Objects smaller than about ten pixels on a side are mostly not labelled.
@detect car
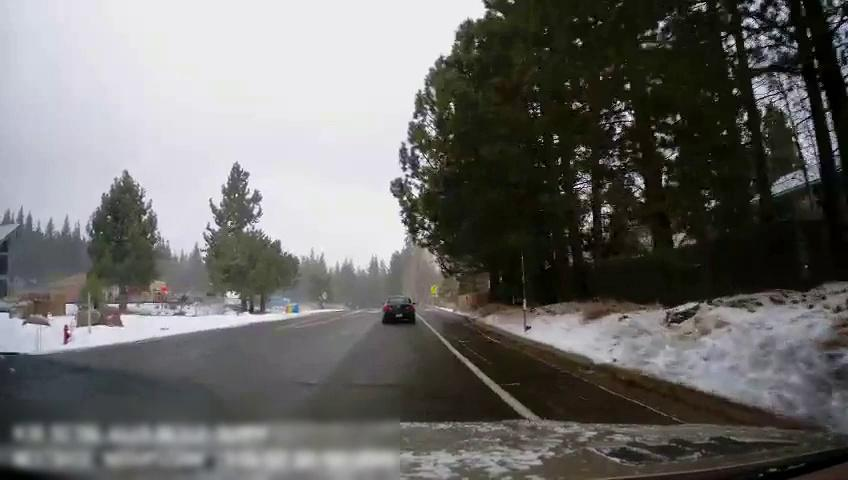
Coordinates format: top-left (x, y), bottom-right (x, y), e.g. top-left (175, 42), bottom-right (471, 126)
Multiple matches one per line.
top-left (382, 296), bottom-right (417, 325)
